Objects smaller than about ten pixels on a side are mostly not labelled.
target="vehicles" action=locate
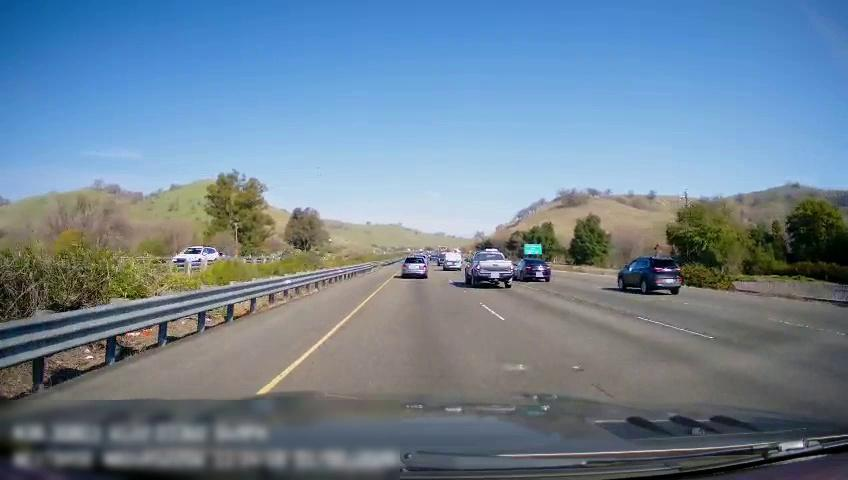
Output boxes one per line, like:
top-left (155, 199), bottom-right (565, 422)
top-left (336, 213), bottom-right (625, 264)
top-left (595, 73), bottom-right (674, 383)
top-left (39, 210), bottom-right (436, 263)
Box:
top-left (442, 247), bottom-right (462, 272)
top-left (437, 257), bottom-right (446, 267)
top-left (511, 257), bottom-right (552, 283)
top-left (464, 248), bottom-right (514, 288)
top-left (400, 255), bottom-right (428, 279)
top-left (616, 255), bottom-right (684, 296)
top-left (485, 248), bottom-right (498, 253)
top-left (172, 246), bottom-right (221, 262)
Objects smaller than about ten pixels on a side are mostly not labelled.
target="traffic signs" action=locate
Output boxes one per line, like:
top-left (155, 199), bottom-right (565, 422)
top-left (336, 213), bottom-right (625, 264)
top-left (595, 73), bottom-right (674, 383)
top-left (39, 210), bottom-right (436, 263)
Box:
top-left (523, 243), bottom-right (543, 255)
